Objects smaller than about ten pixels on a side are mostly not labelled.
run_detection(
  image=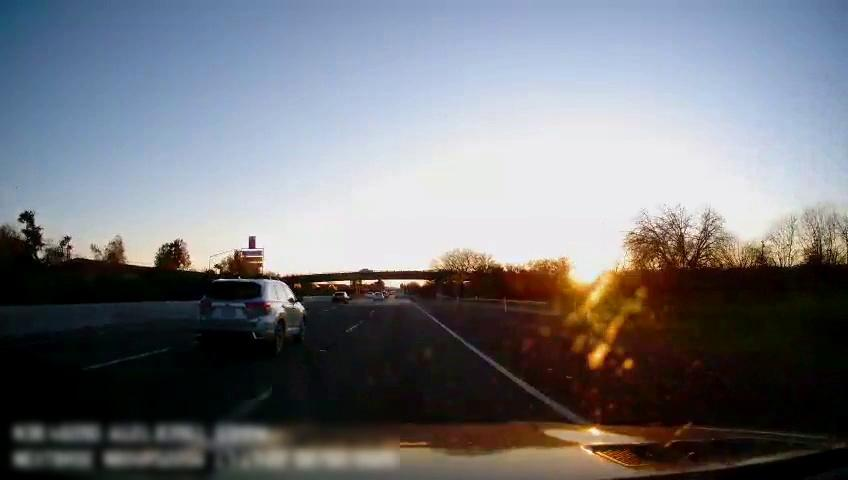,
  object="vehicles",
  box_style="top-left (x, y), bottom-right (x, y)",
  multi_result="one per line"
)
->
top-left (332, 291), bottom-right (351, 305)
top-left (394, 287), bottom-right (405, 299)
top-left (373, 292), bottom-right (385, 302)
top-left (197, 273), bottom-right (309, 356)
